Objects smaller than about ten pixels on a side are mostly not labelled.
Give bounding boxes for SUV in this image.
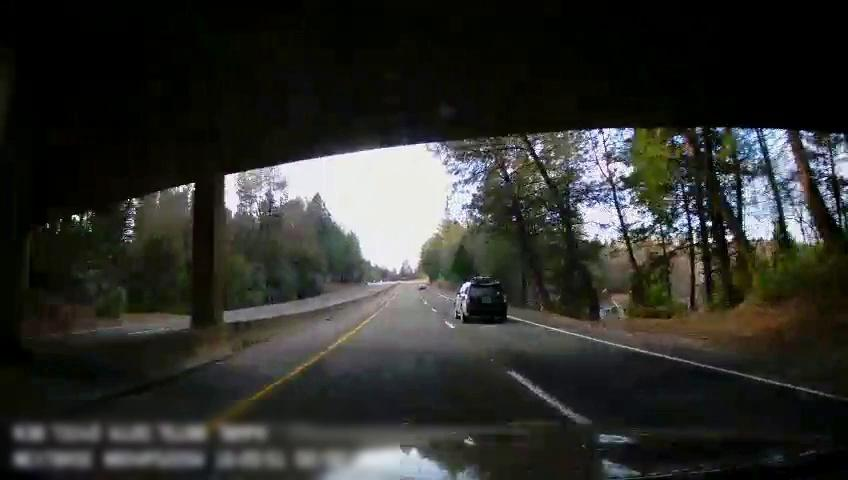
[453,276,508,324]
